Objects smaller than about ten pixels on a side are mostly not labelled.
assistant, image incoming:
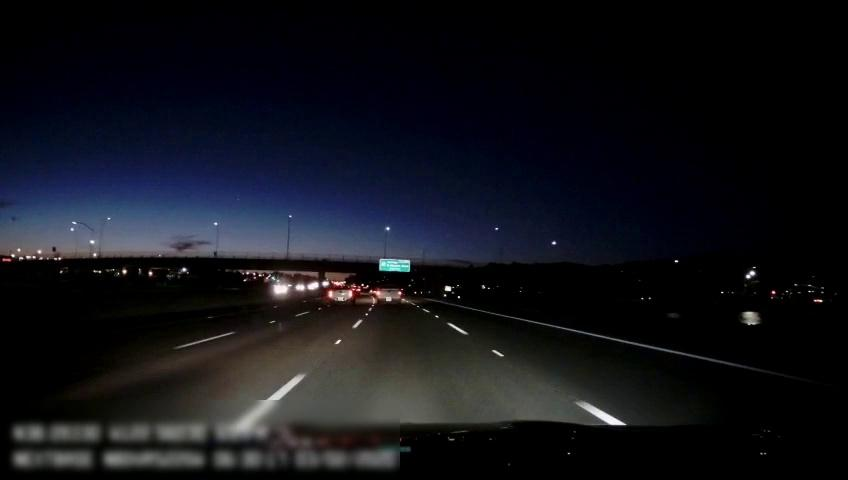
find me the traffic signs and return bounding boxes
[378,258,411,273]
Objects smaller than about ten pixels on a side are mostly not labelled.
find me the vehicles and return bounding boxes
[377,288,401,305]
[324,282,358,309]
[273,284,291,296]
